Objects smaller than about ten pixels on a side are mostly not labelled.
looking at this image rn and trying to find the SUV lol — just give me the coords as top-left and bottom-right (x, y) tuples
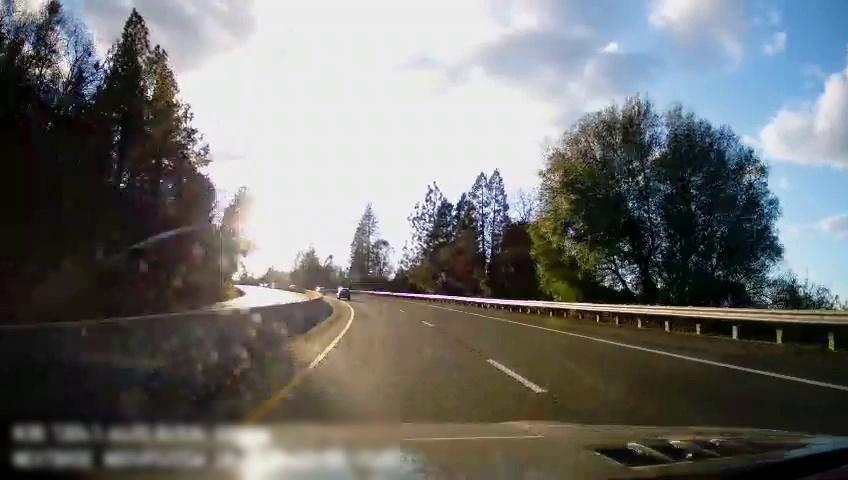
(336, 287), (350, 300)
